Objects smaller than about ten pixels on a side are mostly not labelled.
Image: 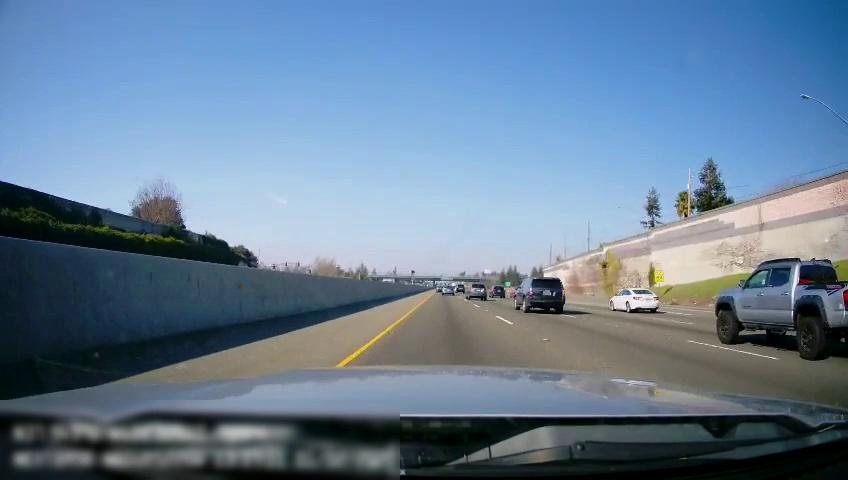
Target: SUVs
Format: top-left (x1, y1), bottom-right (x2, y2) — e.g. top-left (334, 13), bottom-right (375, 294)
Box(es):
top-left (513, 277), bottom-right (566, 314)
top-left (465, 284), bottom-right (488, 301)
top-left (489, 285), bottom-right (506, 299)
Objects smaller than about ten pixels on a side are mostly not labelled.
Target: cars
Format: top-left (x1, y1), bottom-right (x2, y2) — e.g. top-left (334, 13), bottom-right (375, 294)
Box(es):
top-left (441, 285), bottom-right (455, 296)
top-left (608, 287), bottom-right (659, 314)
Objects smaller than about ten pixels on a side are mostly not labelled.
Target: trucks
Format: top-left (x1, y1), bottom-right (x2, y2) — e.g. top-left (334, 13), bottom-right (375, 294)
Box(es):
top-left (712, 260), bottom-right (848, 361)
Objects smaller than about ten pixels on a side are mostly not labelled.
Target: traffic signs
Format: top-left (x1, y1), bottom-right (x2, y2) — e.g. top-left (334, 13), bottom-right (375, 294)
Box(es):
top-left (655, 268), bottom-right (667, 282)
